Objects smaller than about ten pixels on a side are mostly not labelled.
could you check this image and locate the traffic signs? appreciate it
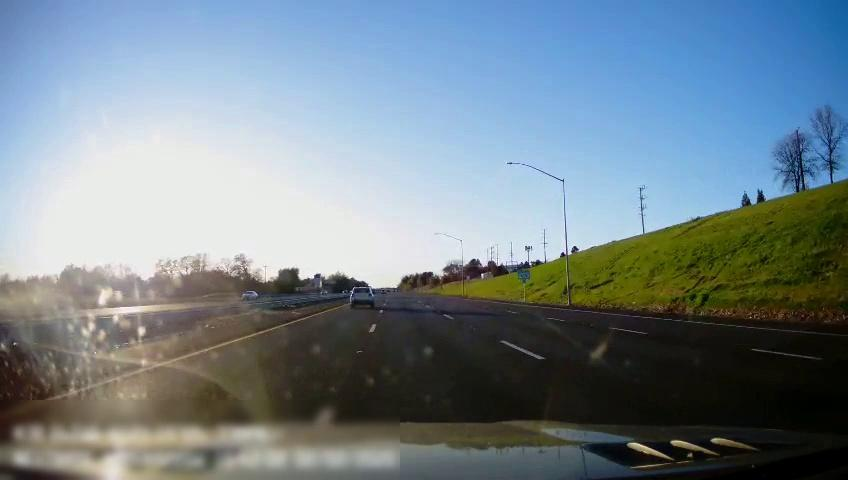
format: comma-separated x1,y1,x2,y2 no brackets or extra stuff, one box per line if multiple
314,273,323,290
516,268,530,280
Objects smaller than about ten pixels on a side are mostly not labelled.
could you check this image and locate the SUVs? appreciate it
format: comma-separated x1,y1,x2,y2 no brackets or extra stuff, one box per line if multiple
349,286,376,310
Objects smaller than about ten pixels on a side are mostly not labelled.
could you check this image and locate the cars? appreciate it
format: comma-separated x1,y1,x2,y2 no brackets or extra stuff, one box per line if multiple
241,290,259,302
